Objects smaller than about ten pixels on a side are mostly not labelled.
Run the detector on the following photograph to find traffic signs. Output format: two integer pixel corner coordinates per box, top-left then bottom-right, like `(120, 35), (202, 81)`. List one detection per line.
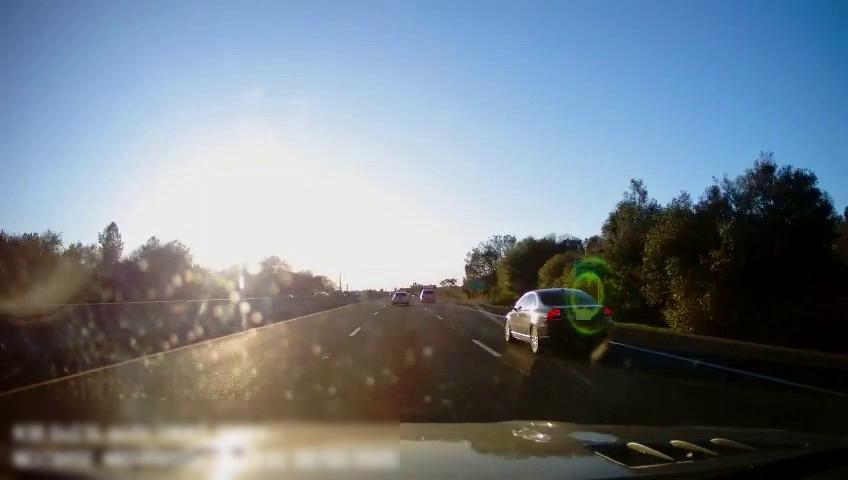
(467, 281), (488, 291)
(573, 259), (604, 281)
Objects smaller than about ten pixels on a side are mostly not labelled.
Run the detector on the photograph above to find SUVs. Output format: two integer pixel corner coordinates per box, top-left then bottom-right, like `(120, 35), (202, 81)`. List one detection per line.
(419, 288), (437, 303)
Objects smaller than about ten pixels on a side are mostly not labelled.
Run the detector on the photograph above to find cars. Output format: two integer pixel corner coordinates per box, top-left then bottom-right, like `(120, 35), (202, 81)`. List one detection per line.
(504, 288), (614, 356)
(391, 291), (410, 306)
